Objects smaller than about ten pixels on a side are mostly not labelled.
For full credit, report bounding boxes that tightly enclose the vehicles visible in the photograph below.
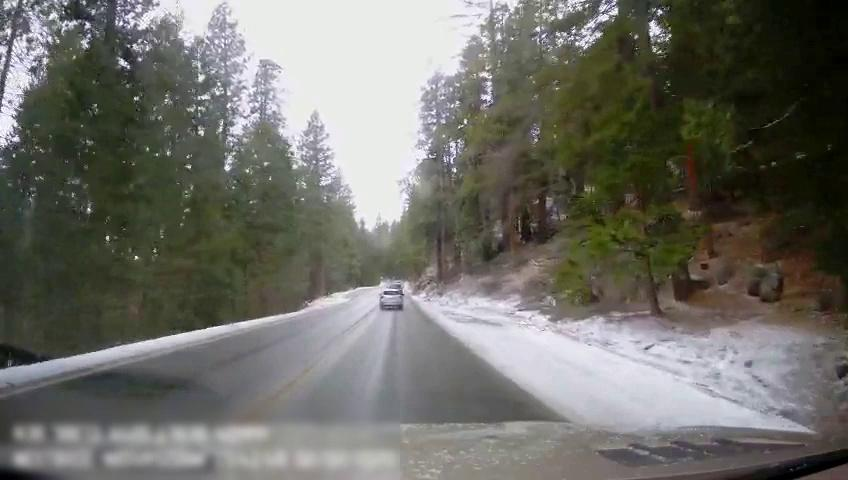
[386,284,401,290]
[378,289,406,310]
